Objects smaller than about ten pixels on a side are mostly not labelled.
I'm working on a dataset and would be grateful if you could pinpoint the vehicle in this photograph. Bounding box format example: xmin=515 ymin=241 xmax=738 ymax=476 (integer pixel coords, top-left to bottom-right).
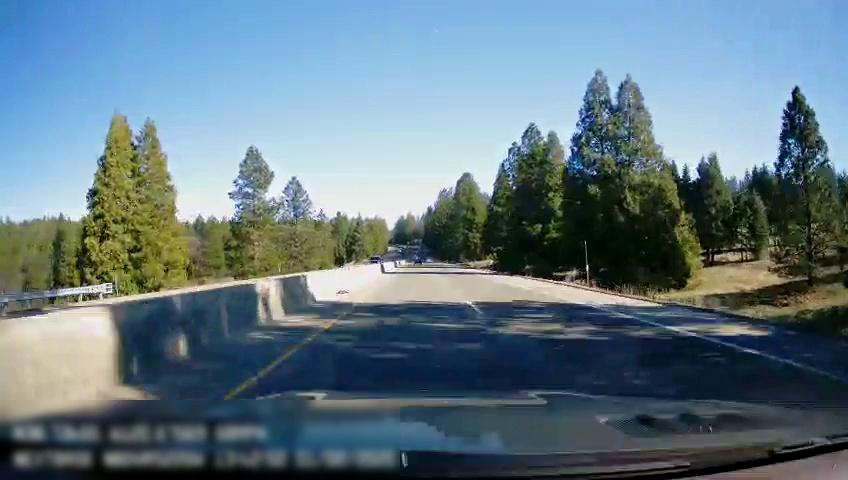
xmin=366 ymin=255 xmax=385 ymax=265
